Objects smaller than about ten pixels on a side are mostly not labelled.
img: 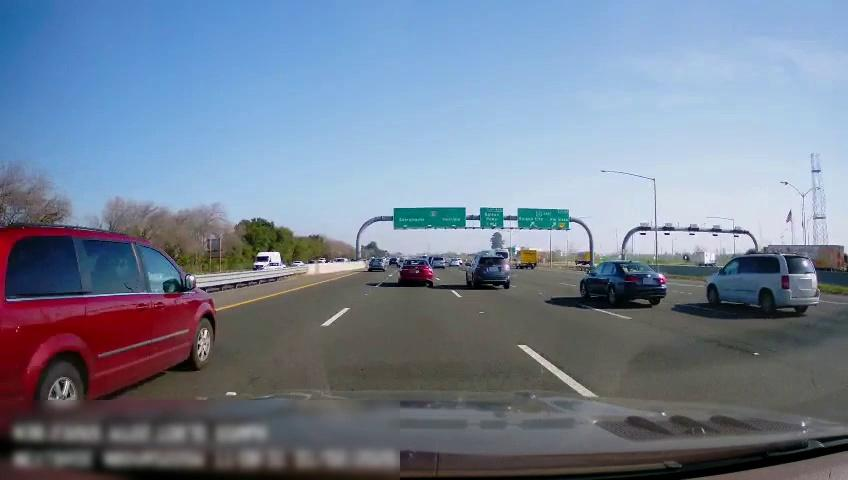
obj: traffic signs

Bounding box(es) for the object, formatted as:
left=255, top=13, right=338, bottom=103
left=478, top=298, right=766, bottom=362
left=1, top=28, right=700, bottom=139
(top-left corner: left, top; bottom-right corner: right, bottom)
left=207, top=251, right=223, bottom=258
left=392, top=206, right=467, bottom=230
left=206, top=238, right=222, bottom=251
left=517, top=207, right=570, bottom=231
left=479, top=206, right=505, bottom=228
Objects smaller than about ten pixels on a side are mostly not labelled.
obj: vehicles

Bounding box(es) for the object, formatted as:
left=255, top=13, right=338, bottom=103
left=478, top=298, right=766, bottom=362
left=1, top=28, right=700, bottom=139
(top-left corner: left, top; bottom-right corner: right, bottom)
left=258, top=262, right=286, bottom=272
left=758, top=244, right=847, bottom=271
left=333, top=258, right=349, bottom=264
left=448, top=258, right=460, bottom=268
left=432, top=257, right=446, bottom=269
left=489, top=248, right=510, bottom=262
left=251, top=250, right=281, bottom=271
left=0, top=222, right=216, bottom=423
left=368, top=258, right=386, bottom=273
left=705, top=253, right=821, bottom=315
left=574, top=250, right=591, bottom=266
left=290, top=261, right=305, bottom=267
left=464, top=253, right=512, bottom=290
left=513, top=249, right=537, bottom=270
left=395, top=258, right=434, bottom=289
left=578, top=260, right=668, bottom=307
left=693, top=251, right=717, bottom=267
